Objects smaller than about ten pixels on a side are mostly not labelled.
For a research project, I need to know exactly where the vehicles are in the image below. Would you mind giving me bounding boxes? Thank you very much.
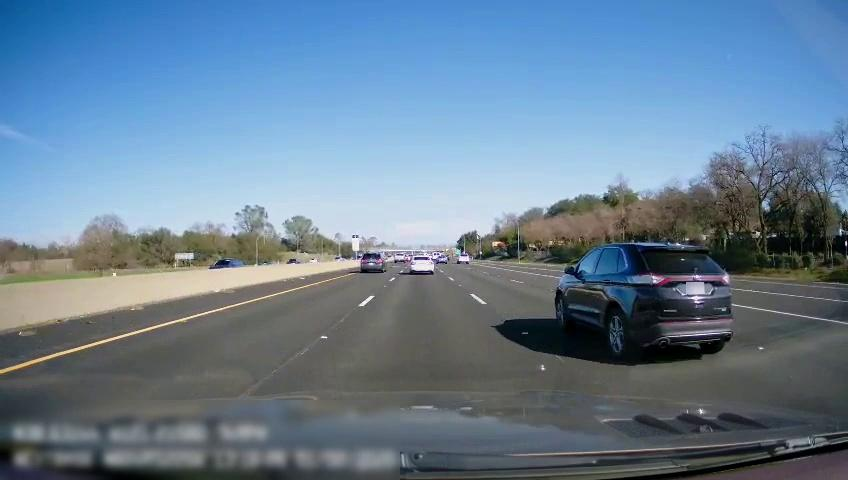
[410,256,434,275]
[208,259,243,270]
[360,252,387,274]
[457,254,469,264]
[393,252,406,264]
[554,241,736,362]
